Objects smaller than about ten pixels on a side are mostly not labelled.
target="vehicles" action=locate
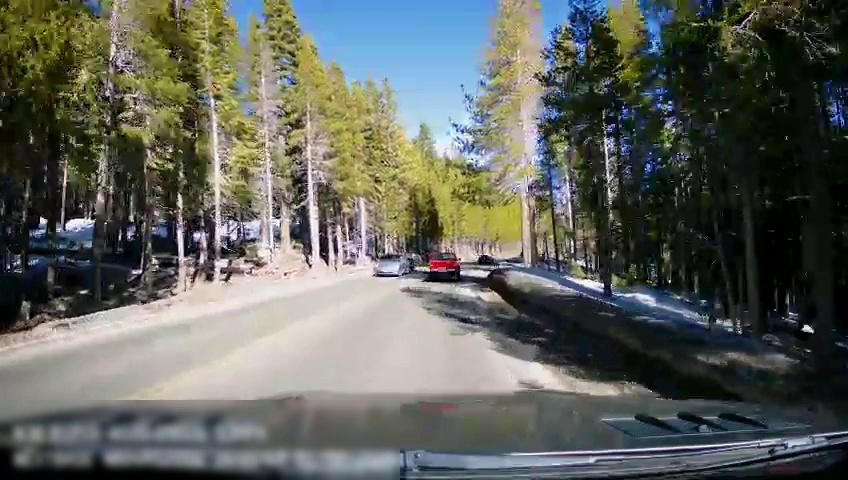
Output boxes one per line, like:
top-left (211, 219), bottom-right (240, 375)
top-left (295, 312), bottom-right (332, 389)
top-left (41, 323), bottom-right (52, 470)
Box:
top-left (428, 251), bottom-right (461, 279)
top-left (373, 254), bottom-right (412, 278)
top-left (478, 254), bottom-right (491, 264)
